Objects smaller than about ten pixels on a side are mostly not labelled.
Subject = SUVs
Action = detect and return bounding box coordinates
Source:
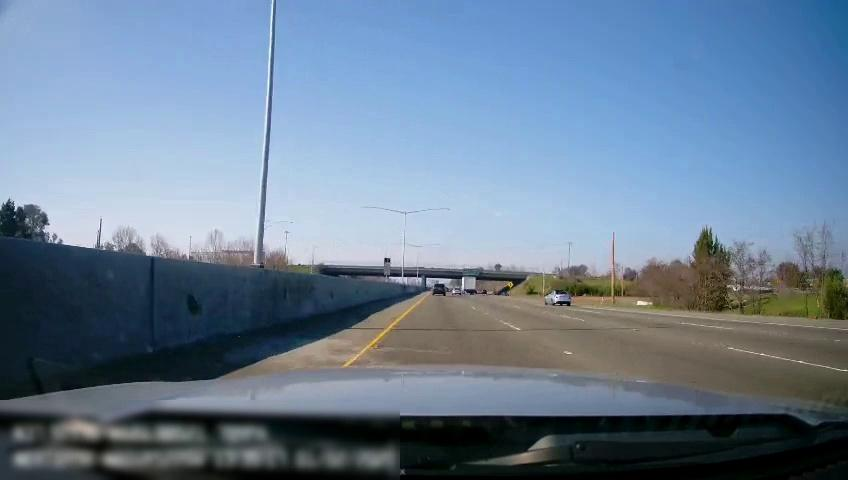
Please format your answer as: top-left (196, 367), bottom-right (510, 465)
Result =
top-left (432, 283), bottom-right (446, 296)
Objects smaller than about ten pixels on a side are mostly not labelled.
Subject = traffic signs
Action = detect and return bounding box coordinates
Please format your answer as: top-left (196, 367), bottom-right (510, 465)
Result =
top-left (463, 271), bottom-right (479, 279)
top-left (384, 257), bottom-right (391, 276)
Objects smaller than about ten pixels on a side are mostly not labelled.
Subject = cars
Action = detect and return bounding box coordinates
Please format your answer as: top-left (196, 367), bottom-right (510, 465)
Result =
top-left (452, 287), bottom-right (462, 295)
top-left (544, 289), bottom-right (571, 306)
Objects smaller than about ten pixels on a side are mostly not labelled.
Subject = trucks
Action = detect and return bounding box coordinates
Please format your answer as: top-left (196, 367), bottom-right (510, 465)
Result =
top-left (461, 277), bottom-right (476, 295)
